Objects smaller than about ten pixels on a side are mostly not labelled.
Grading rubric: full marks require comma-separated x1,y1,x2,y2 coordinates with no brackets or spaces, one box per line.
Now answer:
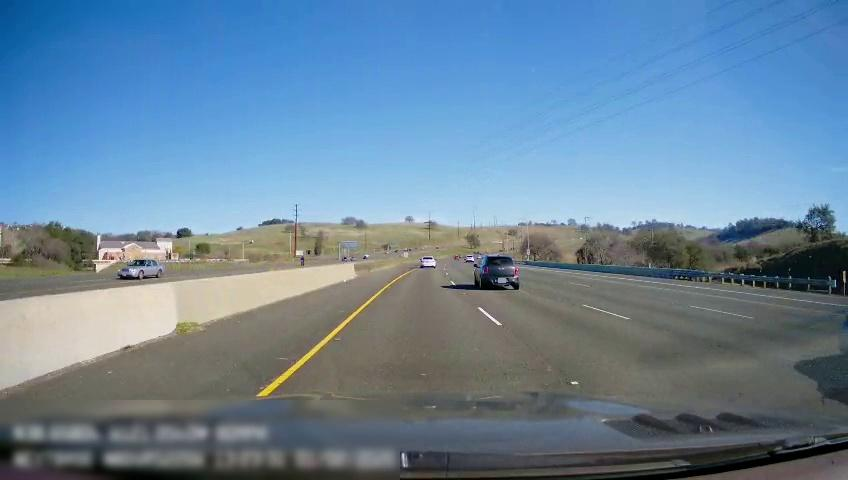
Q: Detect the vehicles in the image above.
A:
472,256,519,289
464,255,474,263
117,258,164,280
419,255,436,269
